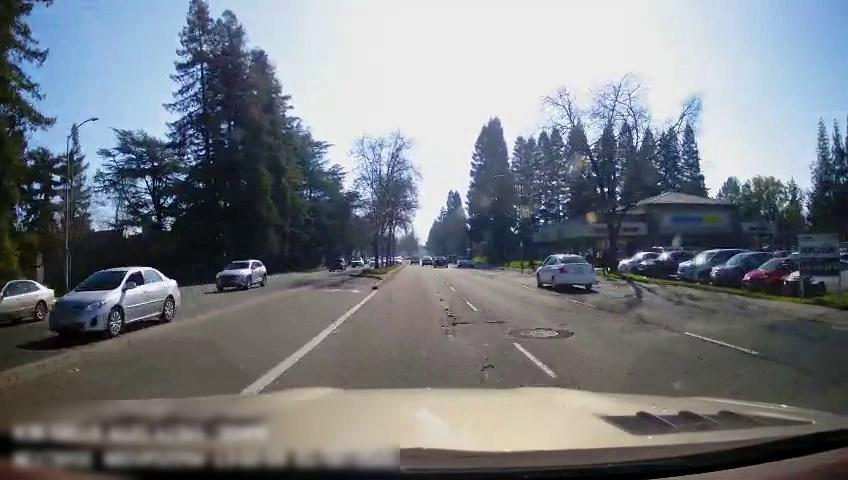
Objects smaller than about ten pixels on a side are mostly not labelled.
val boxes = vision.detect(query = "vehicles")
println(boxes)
[327,255,349,273]
[432,255,449,269]
[351,256,365,268]
[421,256,433,267]
[410,255,420,264]
[215,259,268,293]
[369,257,382,267]
[456,255,473,267]
[535,253,594,292]
[394,256,404,266]
[47,265,183,339]
[0,277,55,322]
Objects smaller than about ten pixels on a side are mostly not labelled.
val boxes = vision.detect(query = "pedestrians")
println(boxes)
[598,248,610,278]
[584,253,596,267]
